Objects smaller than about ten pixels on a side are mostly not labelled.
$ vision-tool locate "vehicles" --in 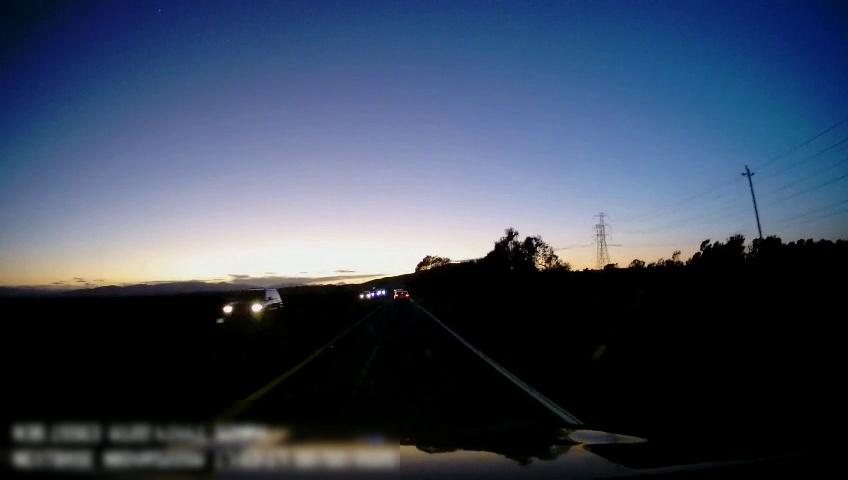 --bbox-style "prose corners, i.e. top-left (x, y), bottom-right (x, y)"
top-left (393, 290), bottom-right (410, 303)
top-left (220, 287), bottom-right (284, 324)
top-left (358, 290), bottom-right (376, 301)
